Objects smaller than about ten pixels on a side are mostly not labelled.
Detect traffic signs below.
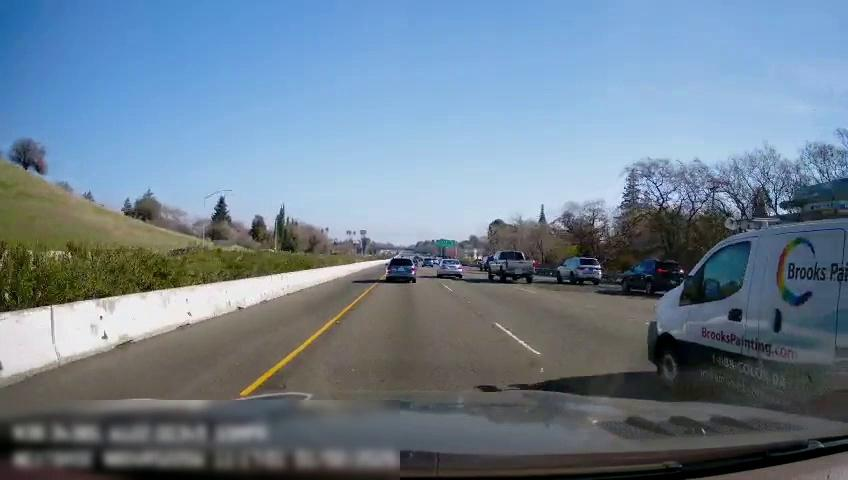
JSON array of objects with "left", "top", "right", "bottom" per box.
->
[{"left": 436, "top": 239, "right": 458, "bottom": 248}]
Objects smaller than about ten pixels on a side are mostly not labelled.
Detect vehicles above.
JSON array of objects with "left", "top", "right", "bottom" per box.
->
[
  {"left": 437, "top": 259, "right": 464, "bottom": 280},
  {"left": 554, "top": 257, "right": 603, "bottom": 286},
  {"left": 421, "top": 258, "right": 433, "bottom": 268},
  {"left": 648, "top": 217, "right": 848, "bottom": 421},
  {"left": 488, "top": 250, "right": 536, "bottom": 284},
  {"left": 479, "top": 255, "right": 494, "bottom": 271},
  {"left": 621, "top": 259, "right": 685, "bottom": 296},
  {"left": 386, "top": 257, "right": 418, "bottom": 284}
]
